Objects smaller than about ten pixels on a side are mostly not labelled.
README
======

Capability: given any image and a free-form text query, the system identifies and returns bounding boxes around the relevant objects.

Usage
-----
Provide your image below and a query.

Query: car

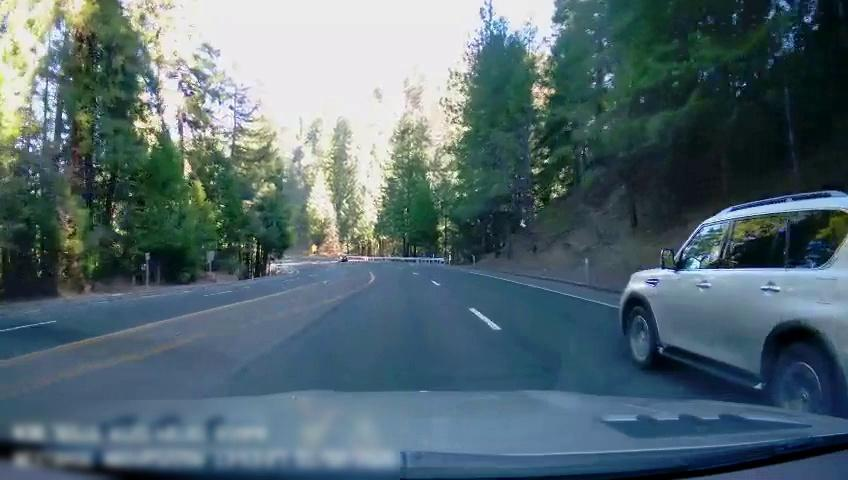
[335,253,348,264]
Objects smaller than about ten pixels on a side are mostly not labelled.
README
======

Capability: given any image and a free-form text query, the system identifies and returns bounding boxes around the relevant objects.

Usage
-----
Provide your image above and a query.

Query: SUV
[616,190,848,419]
